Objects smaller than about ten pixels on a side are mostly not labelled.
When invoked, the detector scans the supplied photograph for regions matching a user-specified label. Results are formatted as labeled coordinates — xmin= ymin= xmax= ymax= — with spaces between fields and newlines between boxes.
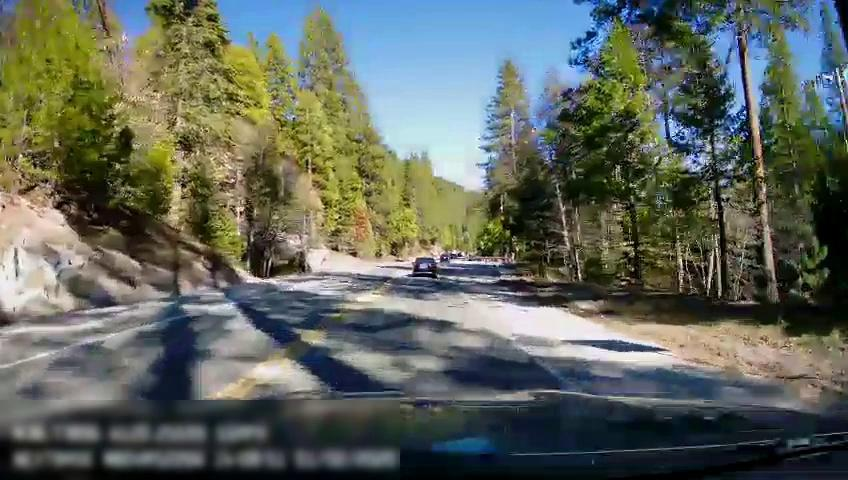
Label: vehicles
xmin=440 ymin=253 xmax=450 ymax=263
xmin=411 ymin=257 xmax=438 ymax=278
